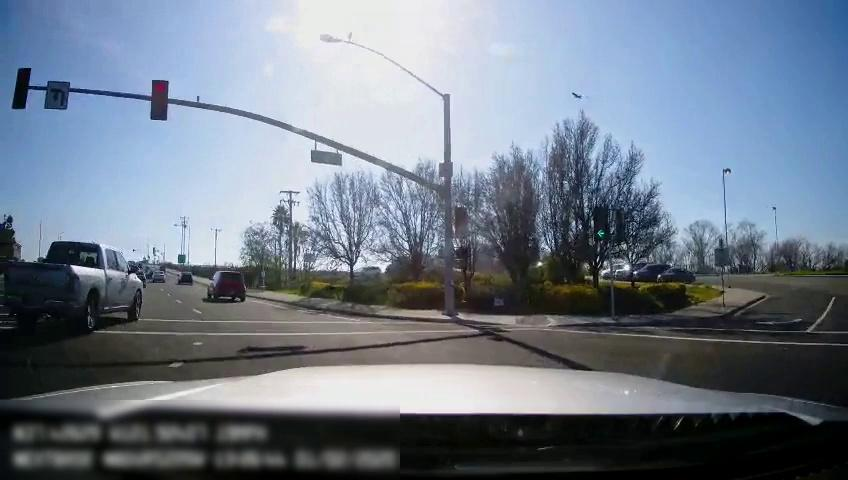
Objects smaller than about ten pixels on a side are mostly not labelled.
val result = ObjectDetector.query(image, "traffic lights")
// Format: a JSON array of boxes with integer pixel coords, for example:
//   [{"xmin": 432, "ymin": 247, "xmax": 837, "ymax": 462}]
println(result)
[
  {"xmin": 11, "ymin": 67, "xmax": 32, "ymax": 110},
  {"xmin": 454, "ymin": 207, "xmax": 468, "ymax": 238},
  {"xmin": 150, "ymin": 78, "xmax": 170, "ymax": 121},
  {"xmin": 593, "ymin": 207, "xmax": 609, "ymax": 241},
  {"xmin": 615, "ymin": 208, "xmax": 626, "ymax": 243}
]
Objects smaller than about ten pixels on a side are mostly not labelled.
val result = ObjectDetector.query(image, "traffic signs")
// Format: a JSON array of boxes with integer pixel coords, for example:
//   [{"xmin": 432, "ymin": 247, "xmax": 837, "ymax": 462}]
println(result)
[
  {"xmin": 43, "ymin": 80, "xmax": 71, "ymax": 111},
  {"xmin": 310, "ymin": 149, "xmax": 343, "ymax": 167}
]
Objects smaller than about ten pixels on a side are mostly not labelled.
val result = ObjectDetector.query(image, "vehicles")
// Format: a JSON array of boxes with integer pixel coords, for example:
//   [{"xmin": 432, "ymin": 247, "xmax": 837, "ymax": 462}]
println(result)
[
  {"xmin": 350, "ymin": 266, "xmax": 382, "ymax": 279},
  {"xmin": 3, "ymin": 240, "xmax": 144, "ymax": 334},
  {"xmin": 207, "ymin": 270, "xmax": 246, "ymax": 303},
  {"xmin": 145, "ymin": 270, "xmax": 154, "ymax": 280},
  {"xmin": 656, "ymin": 267, "xmax": 696, "ymax": 285},
  {"xmin": 151, "ymin": 271, "xmax": 166, "ymax": 284},
  {"xmin": 176, "ymin": 272, "xmax": 193, "ymax": 285},
  {"xmin": 614, "ymin": 263, "xmax": 648, "ymax": 282},
  {"xmin": 632, "ymin": 264, "xmax": 673, "ymax": 283},
  {"xmin": 600, "ymin": 263, "xmax": 626, "ymax": 281}
]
